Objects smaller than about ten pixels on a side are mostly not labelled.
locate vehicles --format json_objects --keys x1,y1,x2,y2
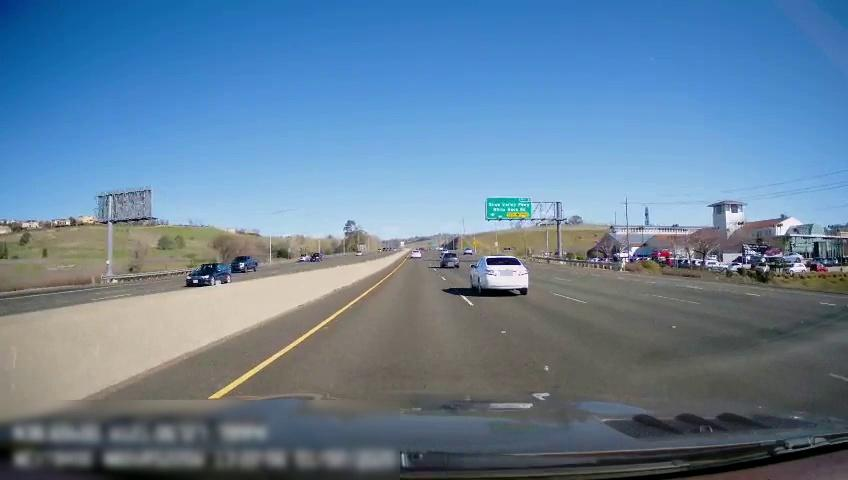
[
  {"x1": 411, "y1": 250, "x2": 422, "y2": 259},
  {"x1": 297, "y1": 253, "x2": 310, "y2": 262},
  {"x1": 309, "y1": 253, "x2": 321, "y2": 262},
  {"x1": 440, "y1": 252, "x2": 460, "y2": 268},
  {"x1": 185, "y1": 263, "x2": 232, "y2": 287},
  {"x1": 463, "y1": 247, "x2": 473, "y2": 256},
  {"x1": 230, "y1": 255, "x2": 259, "y2": 273},
  {"x1": 469, "y1": 256, "x2": 528, "y2": 295}
]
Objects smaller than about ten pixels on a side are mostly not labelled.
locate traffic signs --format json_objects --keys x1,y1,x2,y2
[{"x1": 485, "y1": 196, "x2": 533, "y2": 221}]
